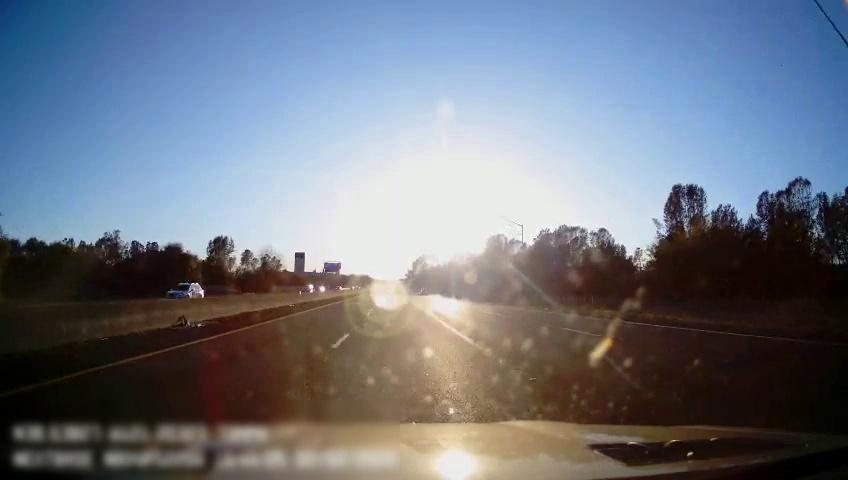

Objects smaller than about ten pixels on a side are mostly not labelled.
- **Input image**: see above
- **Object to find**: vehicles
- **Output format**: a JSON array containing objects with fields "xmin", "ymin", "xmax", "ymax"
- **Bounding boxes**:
[
  {"xmin": 301, "ymin": 285, "xmax": 314, "ymax": 293},
  {"xmin": 167, "ymin": 283, "xmax": 205, "ymax": 300}
]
